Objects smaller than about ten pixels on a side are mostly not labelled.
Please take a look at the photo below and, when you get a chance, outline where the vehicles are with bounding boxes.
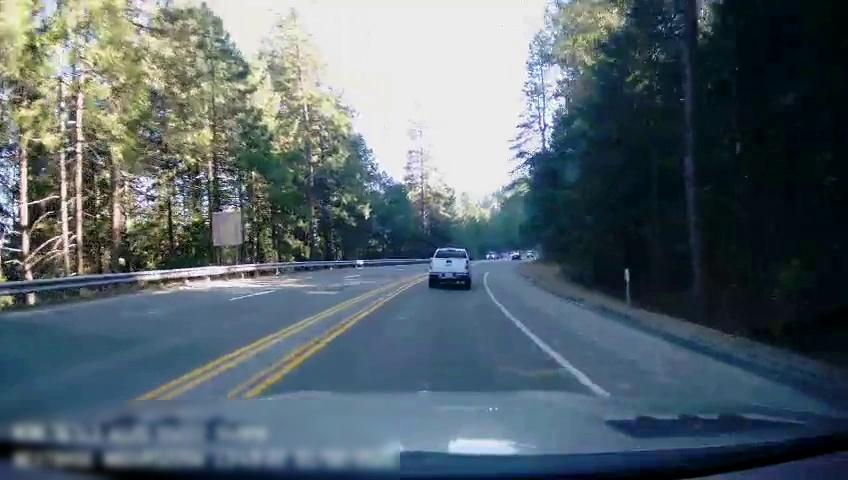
[428,247,472,289]
[485,249,499,260]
